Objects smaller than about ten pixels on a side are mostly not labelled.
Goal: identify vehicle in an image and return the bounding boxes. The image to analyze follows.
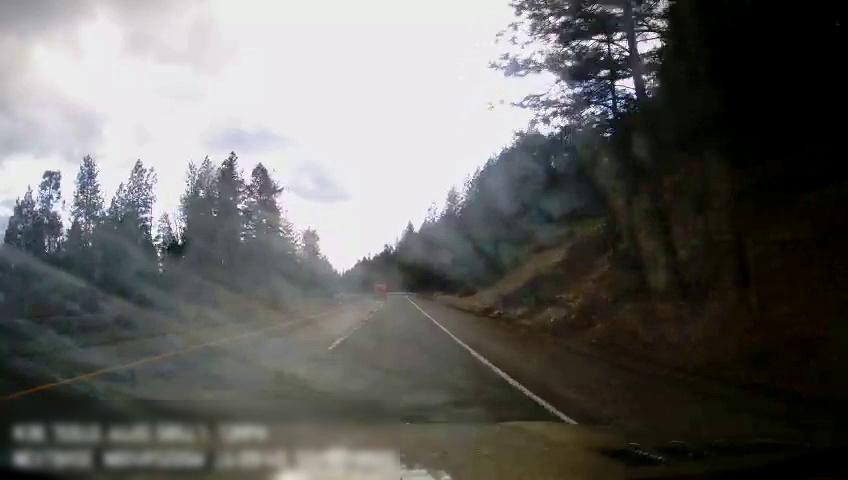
[373,284,388,299]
